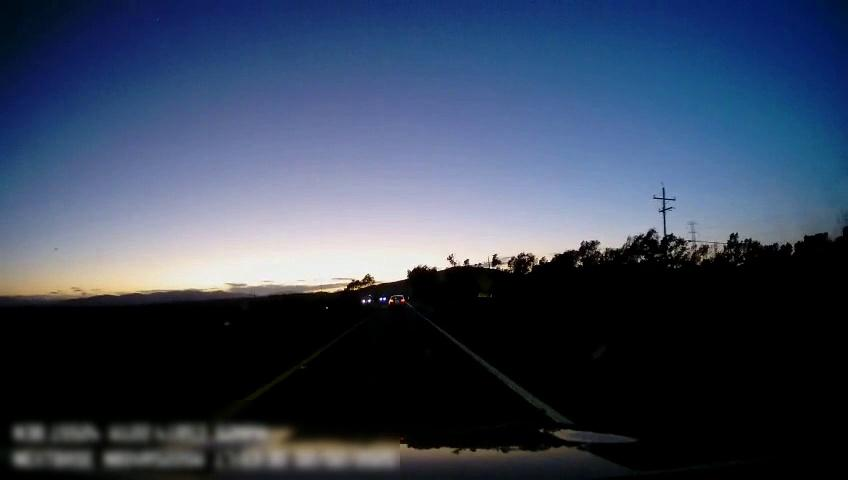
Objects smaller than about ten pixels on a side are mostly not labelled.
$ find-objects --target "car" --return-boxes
[388,294,406,308]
